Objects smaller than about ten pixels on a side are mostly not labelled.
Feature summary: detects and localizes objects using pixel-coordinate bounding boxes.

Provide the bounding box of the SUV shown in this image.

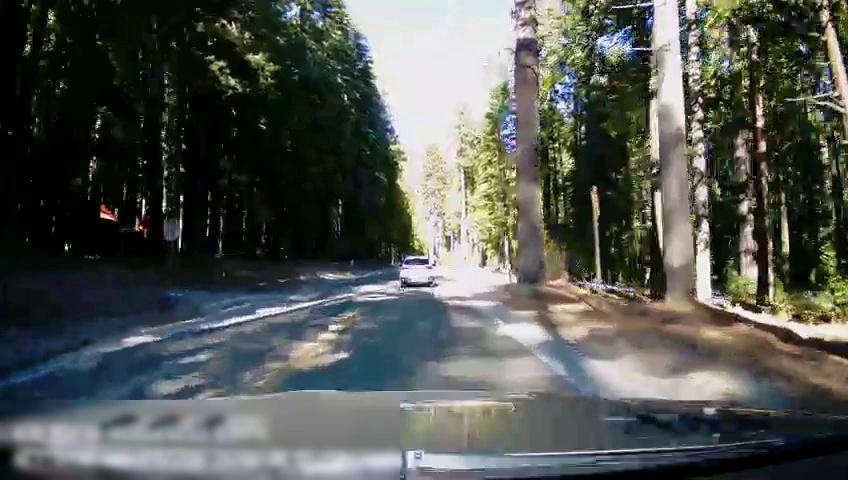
[399,255,437,289]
